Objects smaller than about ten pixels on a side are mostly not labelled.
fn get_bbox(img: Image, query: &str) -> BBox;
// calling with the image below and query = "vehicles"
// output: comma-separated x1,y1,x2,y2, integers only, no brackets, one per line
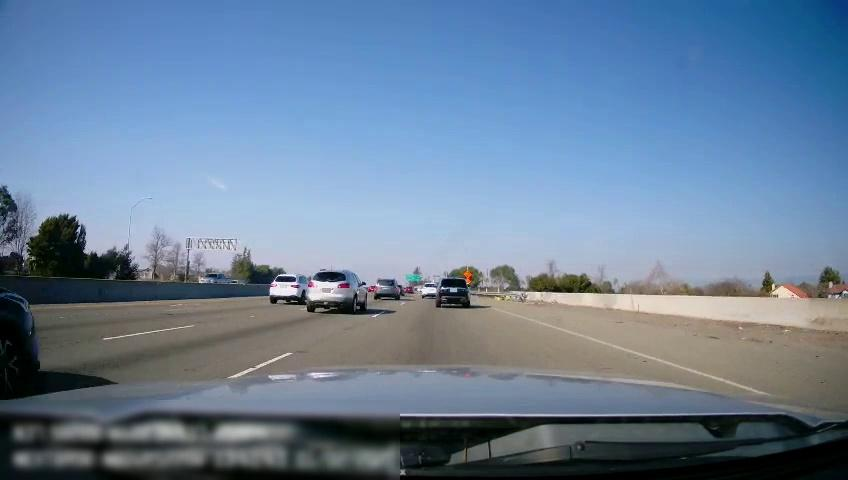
0,286,40,401
305,269,368,315
421,282,438,299
391,284,405,297
435,277,470,308
373,278,401,301
198,272,233,284
268,273,316,306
